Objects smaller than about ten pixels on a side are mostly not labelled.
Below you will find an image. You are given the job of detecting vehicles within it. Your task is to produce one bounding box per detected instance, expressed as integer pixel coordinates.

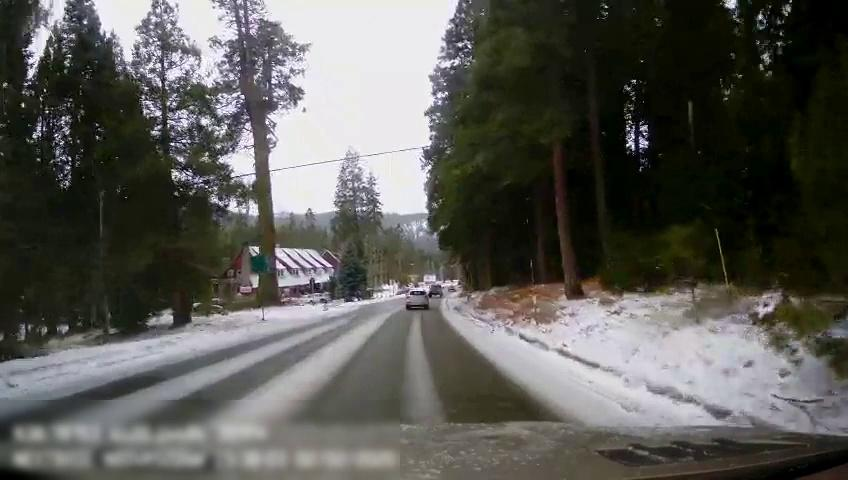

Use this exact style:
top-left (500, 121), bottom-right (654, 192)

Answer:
top-left (428, 284), bottom-right (443, 297)
top-left (309, 293), bottom-right (329, 303)
top-left (296, 295), bottom-right (317, 304)
top-left (406, 289), bottom-right (429, 310)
